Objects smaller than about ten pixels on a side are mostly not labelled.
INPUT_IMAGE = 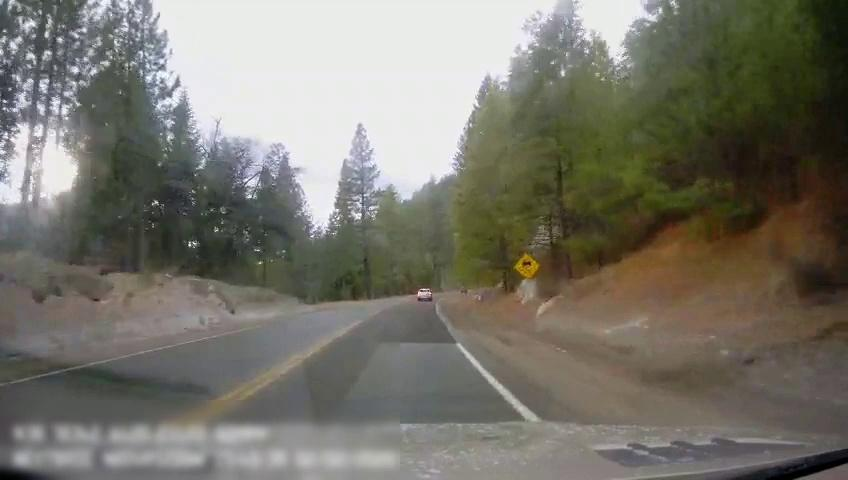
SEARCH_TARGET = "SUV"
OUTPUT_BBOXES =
[417,288,433,302]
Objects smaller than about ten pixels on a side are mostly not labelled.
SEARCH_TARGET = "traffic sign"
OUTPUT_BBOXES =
[512,252,541,281]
